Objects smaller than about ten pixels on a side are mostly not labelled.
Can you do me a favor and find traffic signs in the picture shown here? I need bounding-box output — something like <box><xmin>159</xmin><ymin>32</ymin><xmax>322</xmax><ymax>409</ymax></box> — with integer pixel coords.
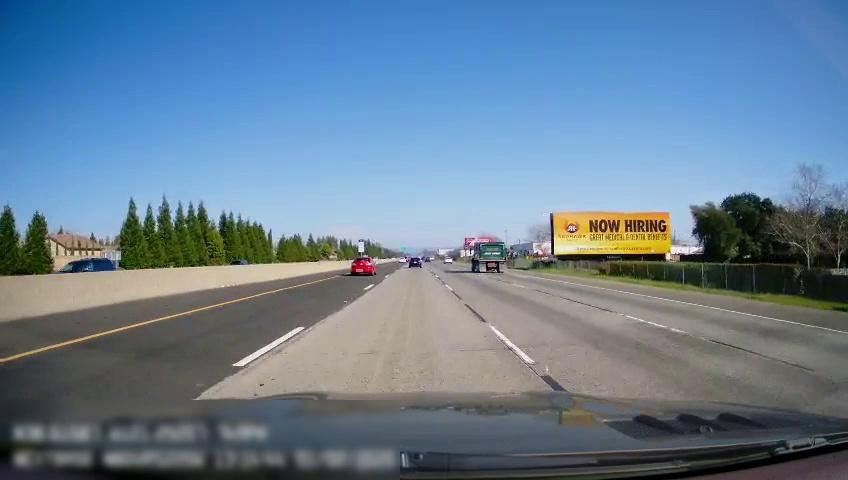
<box><xmin>358</xmin><ymin>240</ymin><xmax>365</xmax><ymax>253</ymax></box>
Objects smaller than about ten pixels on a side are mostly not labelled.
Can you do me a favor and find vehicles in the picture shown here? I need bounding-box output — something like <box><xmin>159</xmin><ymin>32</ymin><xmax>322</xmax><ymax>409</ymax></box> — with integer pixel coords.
<box><xmin>52</xmin><ymin>256</ymin><xmax>116</xmax><ymax>274</ymax></box>
<box><xmin>229</xmin><ymin>260</ymin><xmax>248</xmax><ymax>266</ymax></box>
<box><xmin>350</xmin><ymin>256</ymin><xmax>377</xmax><ymax>277</ymax></box>
<box><xmin>469</xmin><ymin>241</ymin><xmax>507</xmax><ymax>274</ymax></box>
<box><xmin>408</xmin><ymin>257</ymin><xmax>422</xmax><ymax>269</ymax></box>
